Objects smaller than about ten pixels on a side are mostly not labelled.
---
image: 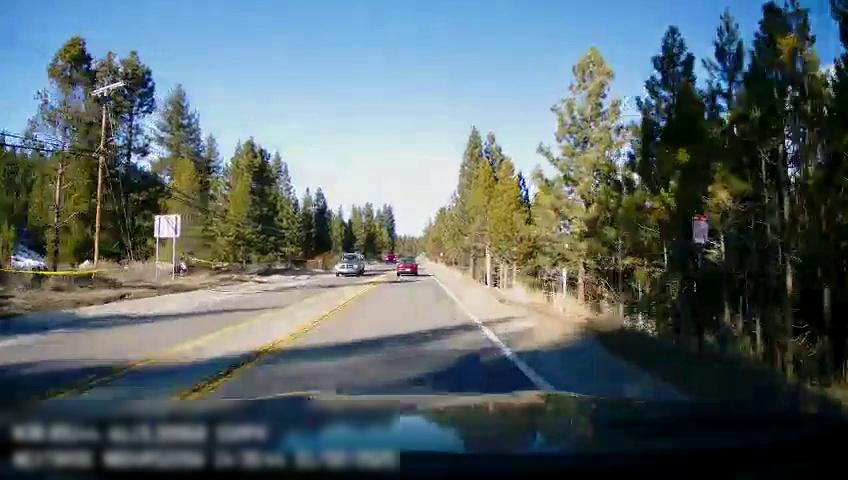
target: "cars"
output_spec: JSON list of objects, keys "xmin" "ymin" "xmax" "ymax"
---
[{"xmin": 396, "ymin": 258, "xmax": 419, "ymax": 277}]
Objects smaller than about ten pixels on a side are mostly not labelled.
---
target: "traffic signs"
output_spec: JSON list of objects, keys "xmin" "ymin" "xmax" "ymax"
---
[
  {"xmin": 693, "ymin": 216, "xmax": 710, "ymax": 245},
  {"xmin": 154, "ymin": 214, "xmax": 182, "ymax": 240}
]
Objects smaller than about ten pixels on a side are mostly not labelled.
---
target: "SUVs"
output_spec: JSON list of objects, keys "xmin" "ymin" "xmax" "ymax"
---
[{"xmin": 333, "ymin": 252, "xmax": 366, "ymax": 279}]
